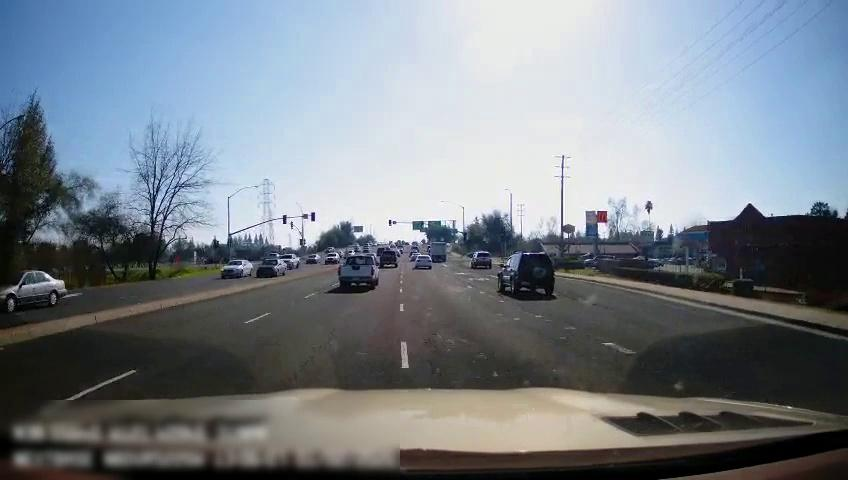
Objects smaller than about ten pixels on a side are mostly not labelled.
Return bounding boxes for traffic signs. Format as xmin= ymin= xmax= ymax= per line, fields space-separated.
xmin=412 ymin=220 xmax=425 ymax=231
xmin=427 ymin=220 xmax=442 ymax=231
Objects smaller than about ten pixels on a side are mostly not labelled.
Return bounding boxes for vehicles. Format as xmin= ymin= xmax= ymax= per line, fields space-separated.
xmin=277 ymin=253 xmax=302 ymax=269
xmin=414 ymin=254 xmax=432 ymax=269
xmin=304 ymin=254 xmax=321 ymax=265
xmin=0 ymin=270 xmax=67 ymax=314
xmin=379 ymin=248 xmax=398 ymax=270
xmin=427 ymin=242 xmax=448 ymax=263
xmin=256 ymin=258 xmax=289 ymax=278
xmin=325 ymin=252 xmax=339 ymax=264
xmin=337 ymin=254 xmax=379 ymax=292
xmin=220 ymin=259 xmax=253 ymax=280
xmin=496 ymin=252 xmax=556 ymax=298
xmin=471 ymin=251 xmax=492 ymax=270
